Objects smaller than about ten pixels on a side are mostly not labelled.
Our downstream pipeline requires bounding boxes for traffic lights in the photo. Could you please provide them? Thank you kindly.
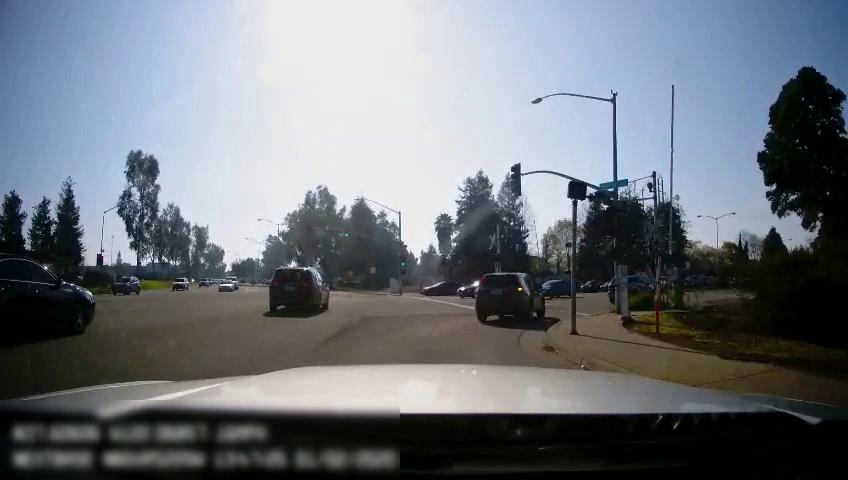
[604,221,616,244]
[577,182,586,201]
[400,254,408,271]
[510,163,522,198]
[567,181,576,201]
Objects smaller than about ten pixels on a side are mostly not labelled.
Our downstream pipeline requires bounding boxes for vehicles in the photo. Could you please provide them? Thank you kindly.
[422,279,459,297]
[198,278,209,288]
[539,279,574,301]
[217,279,234,292]
[171,277,190,292]
[225,276,240,290]
[0,253,96,338]
[456,280,480,300]
[579,279,602,294]
[267,266,331,314]
[475,272,547,329]
[111,276,141,296]
[598,281,611,294]
[607,276,656,304]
